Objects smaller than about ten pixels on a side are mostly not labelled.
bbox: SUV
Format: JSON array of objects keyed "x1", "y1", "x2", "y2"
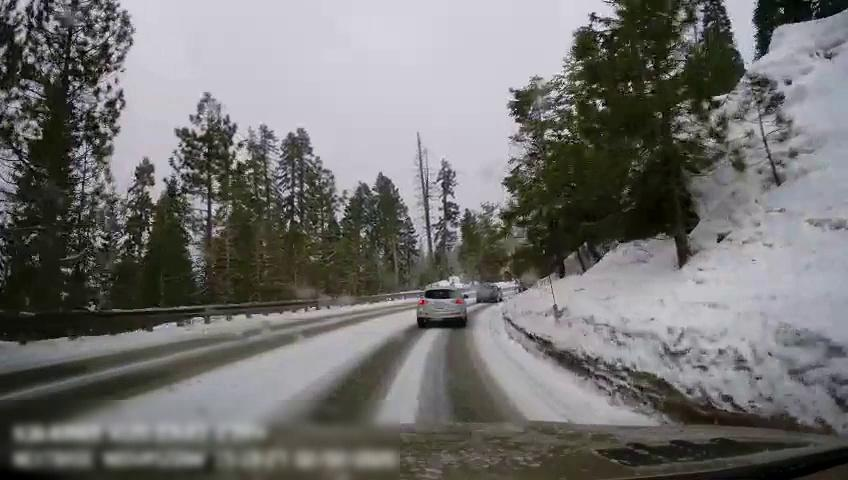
[{"x1": 416, "y1": 287, "x2": 469, "y2": 329}]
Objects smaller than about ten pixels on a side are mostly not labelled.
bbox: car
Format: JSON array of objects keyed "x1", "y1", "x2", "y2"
[{"x1": 476, "y1": 284, "x2": 503, "y2": 303}]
